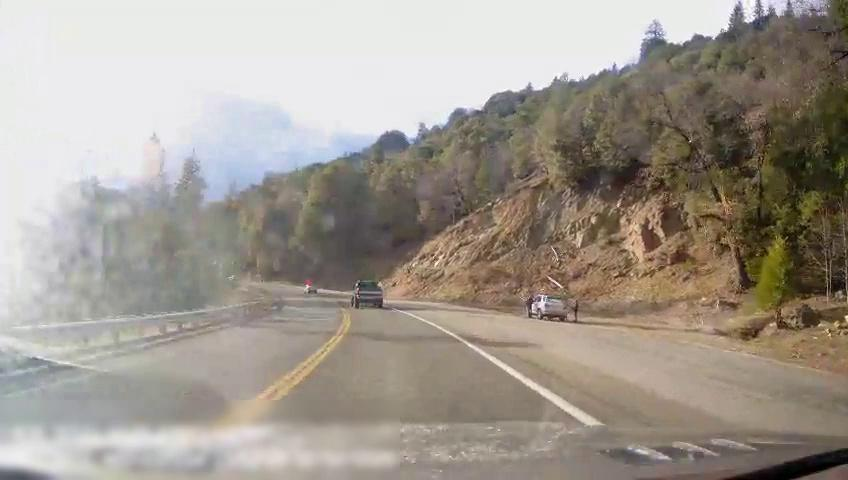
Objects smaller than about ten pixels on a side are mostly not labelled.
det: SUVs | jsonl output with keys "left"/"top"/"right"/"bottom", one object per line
{"left": 527, "top": 294, "right": 569, "bottom": 322}
{"left": 303, "top": 284, "right": 318, "bottom": 294}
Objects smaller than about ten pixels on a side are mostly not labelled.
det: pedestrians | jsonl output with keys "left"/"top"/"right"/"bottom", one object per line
{"left": 527, "top": 294, "right": 533, "bottom": 319}
{"left": 573, "top": 299, "right": 579, "bottom": 323}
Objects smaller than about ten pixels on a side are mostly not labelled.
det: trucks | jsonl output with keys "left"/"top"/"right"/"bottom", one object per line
{"left": 351, "top": 279, "right": 383, "bottom": 309}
